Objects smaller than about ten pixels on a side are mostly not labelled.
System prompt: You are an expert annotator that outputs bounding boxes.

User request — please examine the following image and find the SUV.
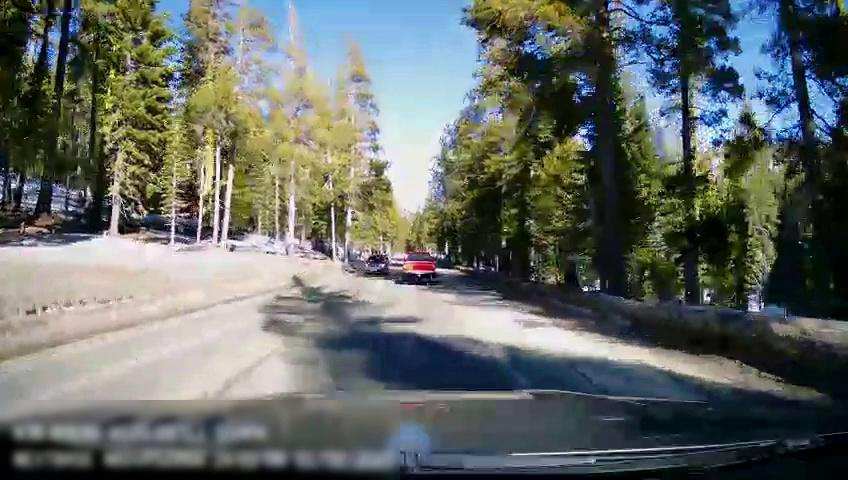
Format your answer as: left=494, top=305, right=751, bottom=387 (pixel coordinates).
left=366, top=254, right=391, bottom=275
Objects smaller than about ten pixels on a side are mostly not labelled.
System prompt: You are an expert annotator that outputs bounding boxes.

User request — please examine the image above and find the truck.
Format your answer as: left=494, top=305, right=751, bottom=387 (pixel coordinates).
left=400, top=250, right=438, bottom=283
